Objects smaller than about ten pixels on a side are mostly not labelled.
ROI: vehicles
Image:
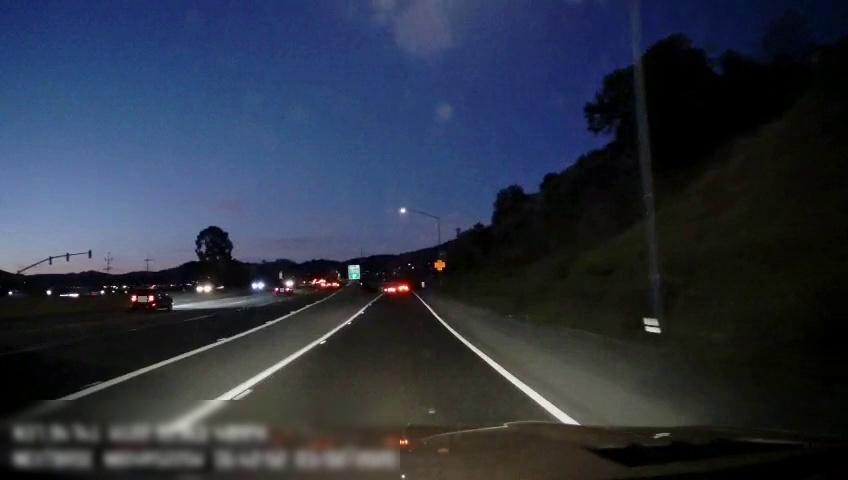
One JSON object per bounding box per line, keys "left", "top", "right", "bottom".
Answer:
{"left": 130, "top": 288, "right": 174, "bottom": 314}
{"left": 320, "top": 270, "right": 341, "bottom": 291}
{"left": 274, "top": 284, "right": 294, "bottom": 297}
{"left": 197, "top": 279, "right": 225, "bottom": 295}
{"left": 250, "top": 279, "right": 271, "bottom": 290}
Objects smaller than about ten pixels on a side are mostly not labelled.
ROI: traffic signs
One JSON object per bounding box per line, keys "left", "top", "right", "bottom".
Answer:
{"left": 348, "top": 264, "right": 360, "bottom": 279}
{"left": 434, "top": 259, "right": 445, "bottom": 271}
